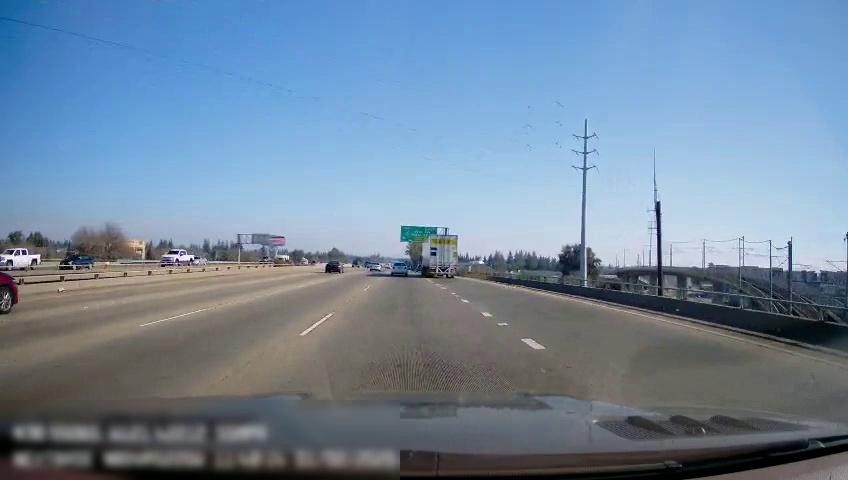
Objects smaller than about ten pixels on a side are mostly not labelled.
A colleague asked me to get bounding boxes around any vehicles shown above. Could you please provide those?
[324,260,345,275]
[390,262,410,278]
[275,254,290,262]
[368,261,382,272]
[194,256,208,266]
[0,248,41,272]
[420,234,459,279]
[0,271,20,315]
[160,248,195,267]
[59,254,96,271]
[259,256,273,265]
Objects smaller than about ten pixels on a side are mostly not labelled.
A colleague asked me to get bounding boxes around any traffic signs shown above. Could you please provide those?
[400,224,438,242]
